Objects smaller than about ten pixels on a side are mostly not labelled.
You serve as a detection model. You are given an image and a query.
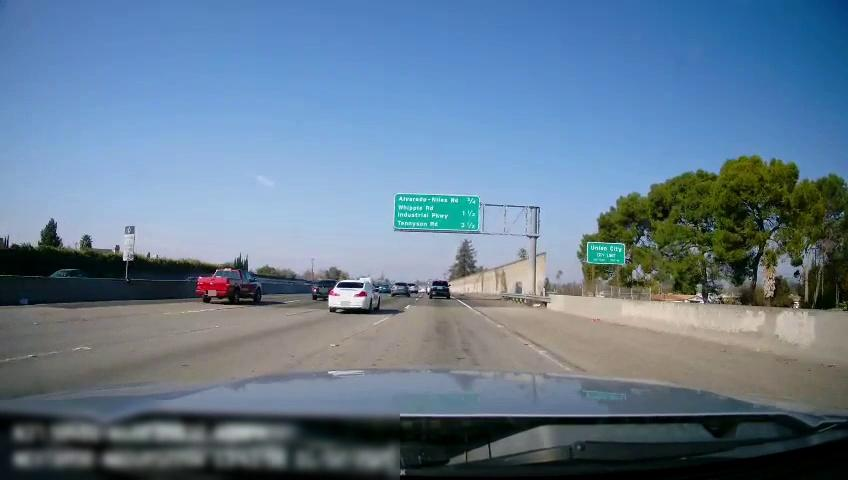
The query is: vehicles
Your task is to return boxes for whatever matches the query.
[311,278,344,302]
[428,280,452,300]
[390,281,411,298]
[358,277,376,294]
[195,269,263,306]
[327,280,381,314]
[403,282,418,294]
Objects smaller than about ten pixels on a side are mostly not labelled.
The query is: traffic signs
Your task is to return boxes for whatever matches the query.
[392,192,481,234]
[586,241,626,265]
[122,224,135,261]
